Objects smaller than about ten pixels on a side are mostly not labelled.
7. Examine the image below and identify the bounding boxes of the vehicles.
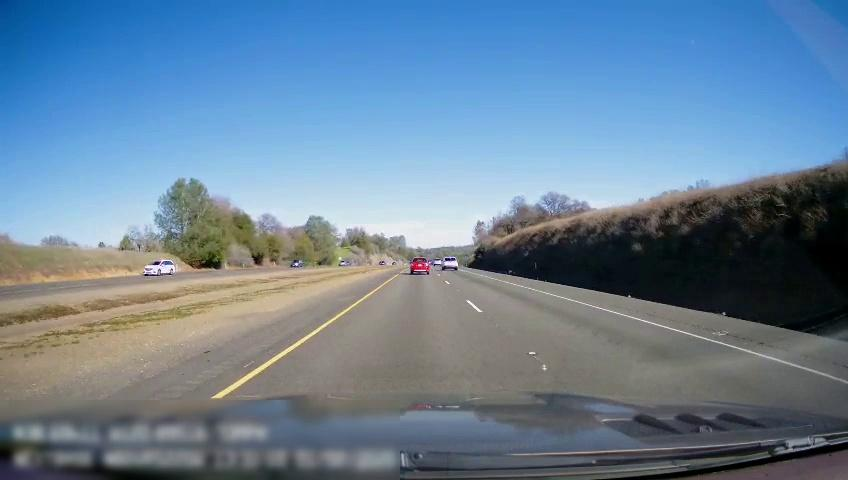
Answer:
[433,259,442,266]
[441,257,458,271]
[410,256,432,275]
[290,259,305,268]
[144,260,177,276]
